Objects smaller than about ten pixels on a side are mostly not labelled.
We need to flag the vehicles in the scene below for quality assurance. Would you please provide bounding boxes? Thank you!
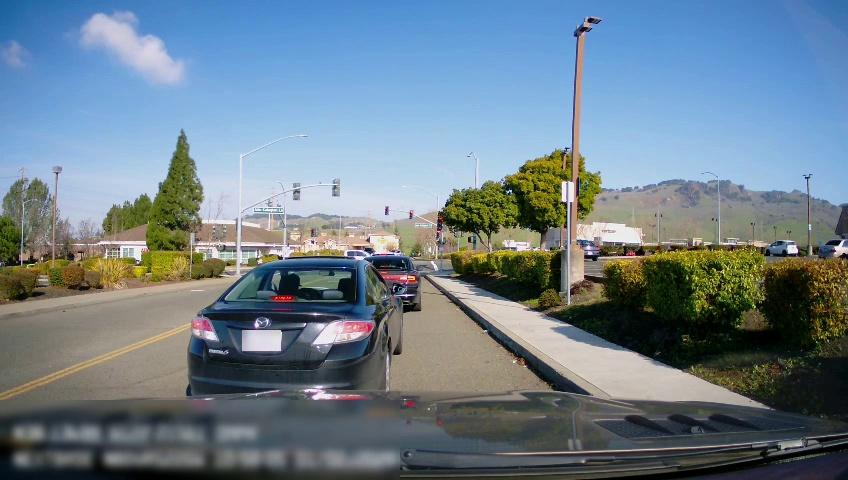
[343,249,369,256]
[361,245,374,255]
[817,237,848,270]
[577,237,602,260]
[764,239,799,256]
[367,255,424,311]
[184,255,405,396]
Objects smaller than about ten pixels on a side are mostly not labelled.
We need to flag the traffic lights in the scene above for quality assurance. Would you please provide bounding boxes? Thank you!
[331,179,340,196]
[291,183,300,201]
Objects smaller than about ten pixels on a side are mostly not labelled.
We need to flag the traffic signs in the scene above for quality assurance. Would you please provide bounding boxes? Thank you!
[254,205,285,216]
[417,222,433,229]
